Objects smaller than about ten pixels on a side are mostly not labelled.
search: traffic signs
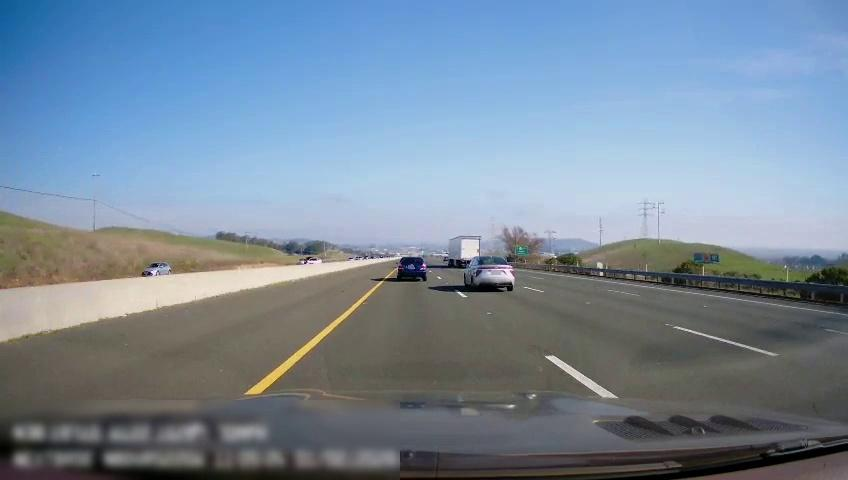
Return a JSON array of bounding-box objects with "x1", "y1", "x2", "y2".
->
[{"x1": 514, "y1": 245, "x2": 529, "y2": 257}]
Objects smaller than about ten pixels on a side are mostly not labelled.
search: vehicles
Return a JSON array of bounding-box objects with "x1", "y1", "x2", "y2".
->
[
  {"x1": 140, "y1": 262, "x2": 172, "y2": 278},
  {"x1": 446, "y1": 236, "x2": 481, "y2": 269},
  {"x1": 396, "y1": 257, "x2": 427, "y2": 281},
  {"x1": 464, "y1": 256, "x2": 515, "y2": 292},
  {"x1": 304, "y1": 257, "x2": 323, "y2": 265}
]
